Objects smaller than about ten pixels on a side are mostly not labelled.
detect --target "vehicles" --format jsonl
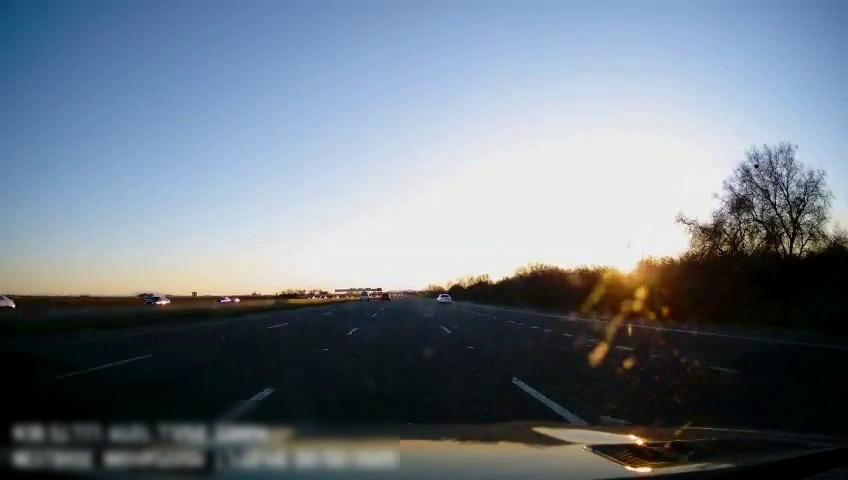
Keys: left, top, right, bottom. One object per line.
{"left": 144, "top": 295, "right": 171, "bottom": 306}
{"left": 0, "top": 295, "right": 15, "bottom": 311}
{"left": 228, "top": 297, "right": 241, "bottom": 304}
{"left": 381, "top": 292, "right": 391, "bottom": 301}
{"left": 359, "top": 290, "right": 371, "bottom": 302}
{"left": 214, "top": 297, "right": 232, "bottom": 304}
{"left": 436, "top": 293, "right": 452, "bottom": 304}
